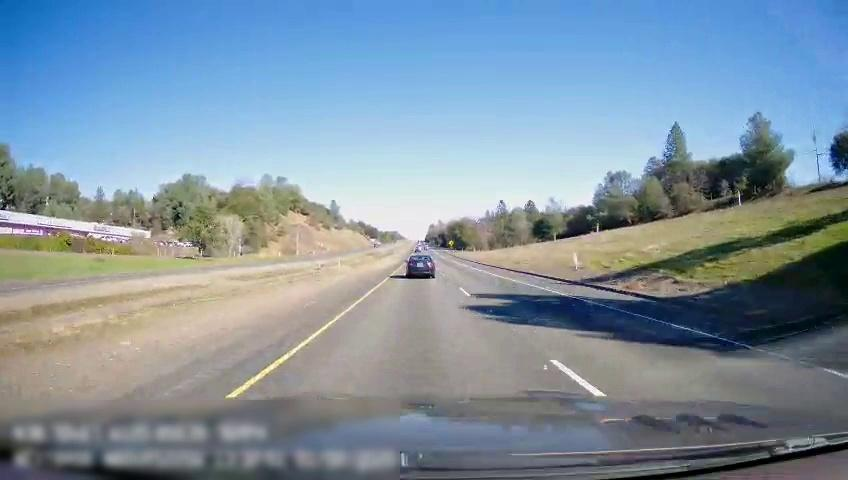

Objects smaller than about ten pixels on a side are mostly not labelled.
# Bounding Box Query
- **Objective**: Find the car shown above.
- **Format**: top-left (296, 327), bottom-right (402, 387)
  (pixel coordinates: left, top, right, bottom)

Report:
top-left (404, 255), bottom-right (436, 280)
